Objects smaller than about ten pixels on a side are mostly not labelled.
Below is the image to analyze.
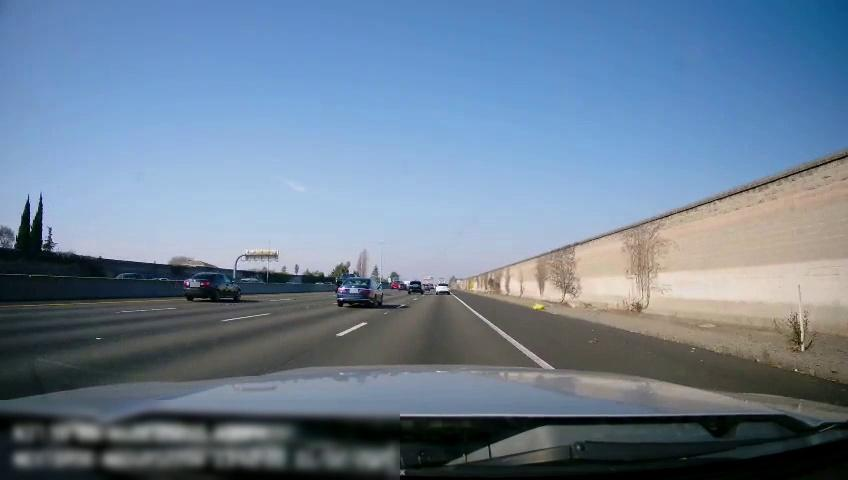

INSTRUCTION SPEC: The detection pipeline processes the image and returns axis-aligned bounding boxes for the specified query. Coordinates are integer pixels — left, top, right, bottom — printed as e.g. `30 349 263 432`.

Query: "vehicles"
182 272 241 303
336 277 383 310
407 280 424 295
335 273 369 295
436 283 450 295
